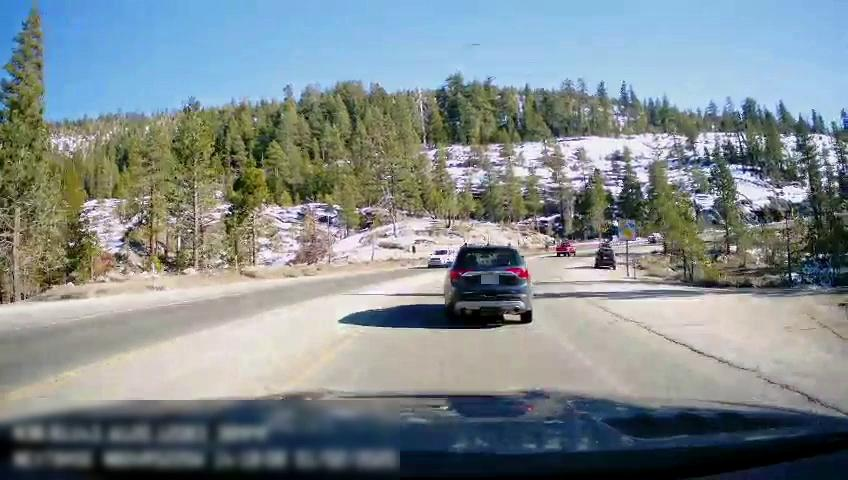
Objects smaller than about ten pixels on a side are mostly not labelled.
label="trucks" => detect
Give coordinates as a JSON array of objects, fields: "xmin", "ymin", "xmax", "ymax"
[{"xmin": 555, "ymin": 241, "xmax": 577, "ymax": 257}]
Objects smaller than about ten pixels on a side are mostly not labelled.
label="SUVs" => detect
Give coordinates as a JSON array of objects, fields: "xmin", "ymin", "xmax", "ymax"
[
  {"xmin": 593, "ymin": 242, "xmax": 618, "ymax": 270},
  {"xmin": 442, "ymin": 244, "xmax": 536, "ymax": 327},
  {"xmin": 428, "ymin": 248, "xmax": 455, "ymax": 268}
]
